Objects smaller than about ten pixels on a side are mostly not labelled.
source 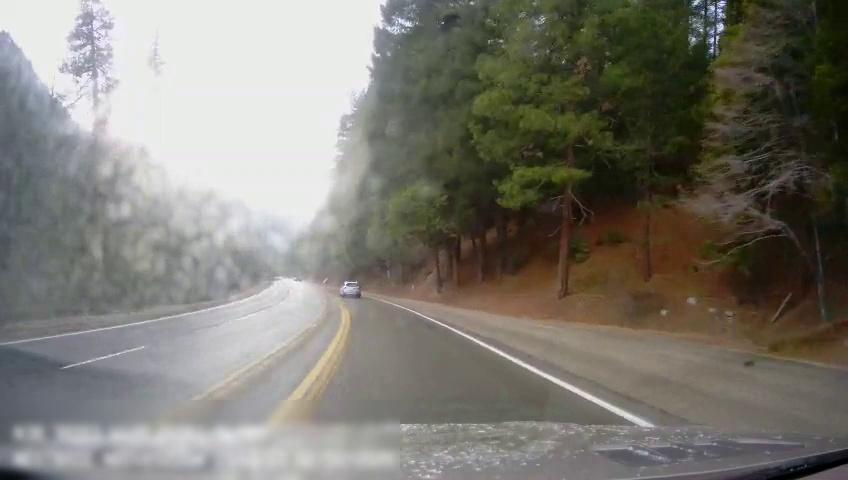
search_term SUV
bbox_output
[339,281,362,298]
